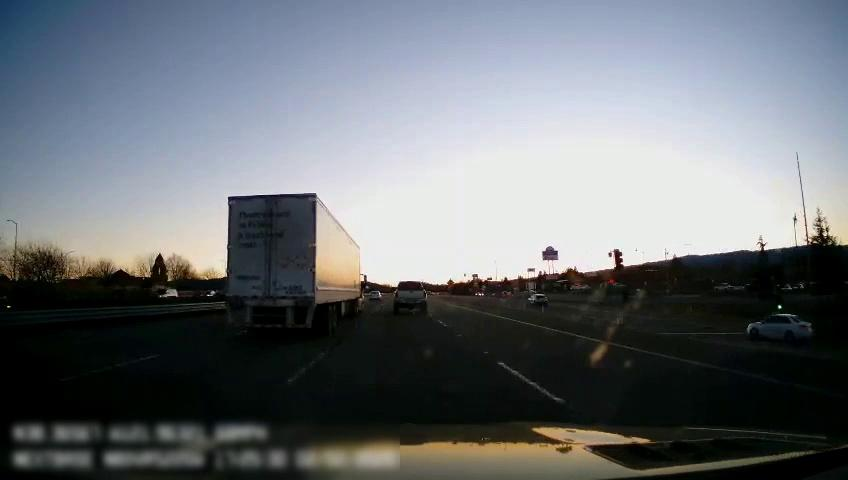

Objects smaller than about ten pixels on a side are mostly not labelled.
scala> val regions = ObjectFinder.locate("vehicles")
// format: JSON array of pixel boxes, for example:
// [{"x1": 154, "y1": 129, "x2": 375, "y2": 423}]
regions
[
  {"x1": 225, "y1": 193, "x2": 368, "y2": 343},
  {"x1": 154, "y1": 288, "x2": 179, "y2": 299},
  {"x1": 528, "y1": 294, "x2": 548, "y2": 307},
  {"x1": 368, "y1": 291, "x2": 382, "y2": 302},
  {"x1": 745, "y1": 313, "x2": 816, "y2": 346},
  {"x1": 391, "y1": 281, "x2": 430, "y2": 318},
  {"x1": 200, "y1": 290, "x2": 216, "y2": 297}
]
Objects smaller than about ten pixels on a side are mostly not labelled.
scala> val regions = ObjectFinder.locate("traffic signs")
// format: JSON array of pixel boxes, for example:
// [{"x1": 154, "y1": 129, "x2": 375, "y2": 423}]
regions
[{"x1": 447, "y1": 278, "x2": 455, "y2": 289}]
